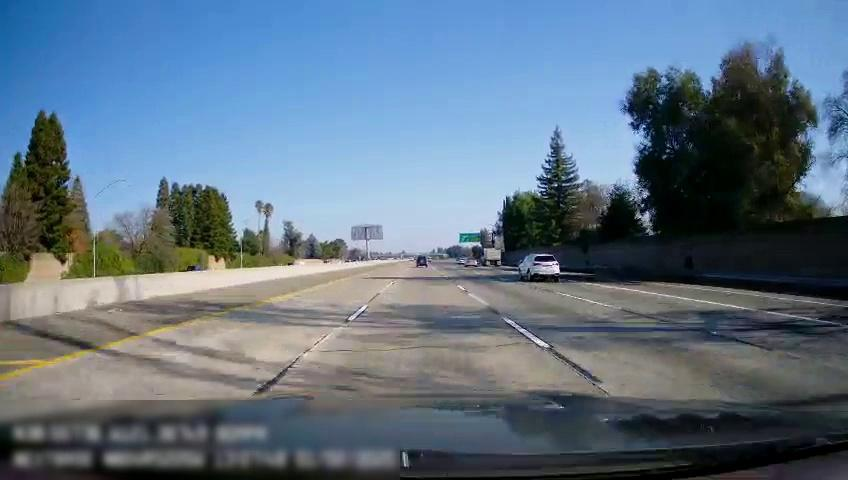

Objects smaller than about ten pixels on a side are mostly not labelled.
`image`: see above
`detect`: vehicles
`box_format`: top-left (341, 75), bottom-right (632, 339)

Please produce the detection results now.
top-left (186, 265), bottom-right (205, 272)
top-left (416, 255), bottom-right (428, 268)
top-left (517, 254), bottom-right (562, 282)
top-left (464, 257), bottom-right (477, 267)
top-left (480, 248), bottom-right (502, 267)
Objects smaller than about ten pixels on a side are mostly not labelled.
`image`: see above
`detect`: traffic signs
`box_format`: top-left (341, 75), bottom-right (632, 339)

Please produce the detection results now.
top-left (458, 232), bottom-right (481, 243)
